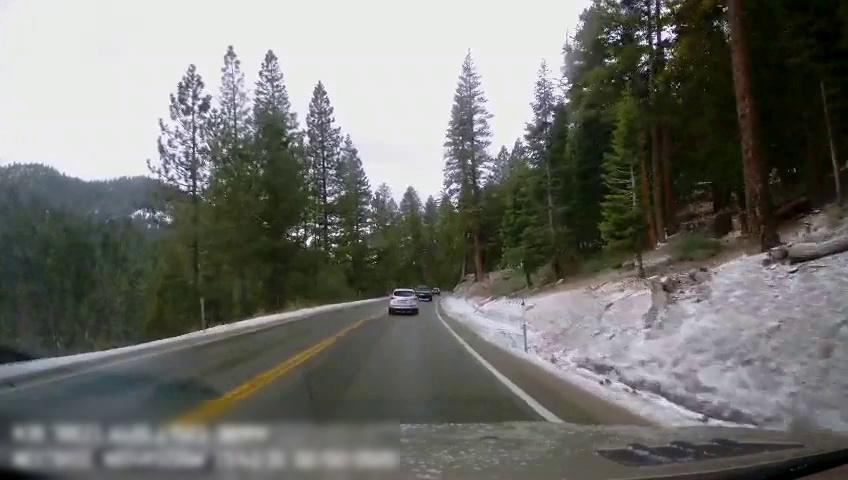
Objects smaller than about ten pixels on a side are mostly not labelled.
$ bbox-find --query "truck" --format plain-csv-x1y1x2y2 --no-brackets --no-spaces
415,286,433,302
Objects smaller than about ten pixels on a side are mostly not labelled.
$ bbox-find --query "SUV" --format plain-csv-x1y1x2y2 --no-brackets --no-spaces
389,289,418,315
